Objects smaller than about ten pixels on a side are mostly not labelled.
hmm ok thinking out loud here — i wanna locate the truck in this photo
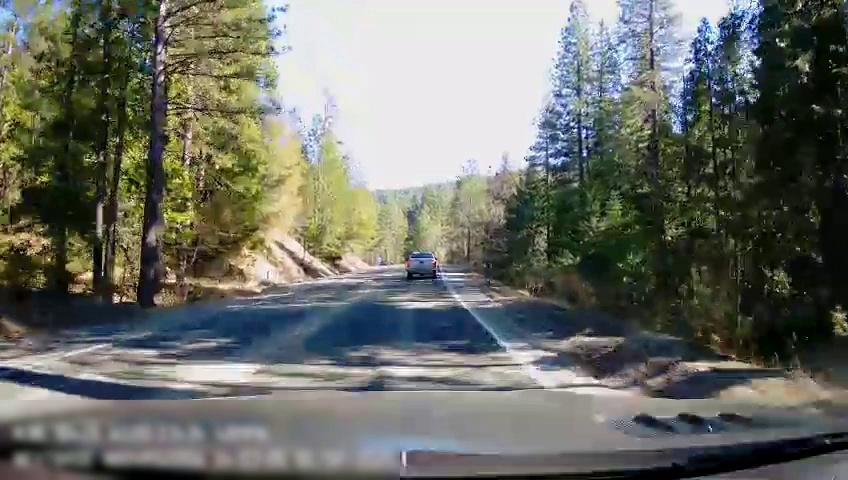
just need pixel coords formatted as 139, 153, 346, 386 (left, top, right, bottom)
406, 250, 439, 279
